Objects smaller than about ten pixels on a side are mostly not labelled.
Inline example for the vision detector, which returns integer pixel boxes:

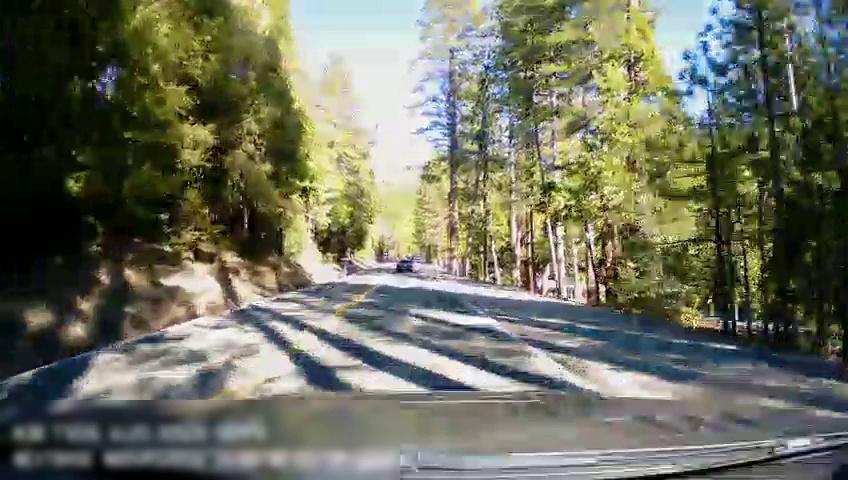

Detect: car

[396,259,414,273]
